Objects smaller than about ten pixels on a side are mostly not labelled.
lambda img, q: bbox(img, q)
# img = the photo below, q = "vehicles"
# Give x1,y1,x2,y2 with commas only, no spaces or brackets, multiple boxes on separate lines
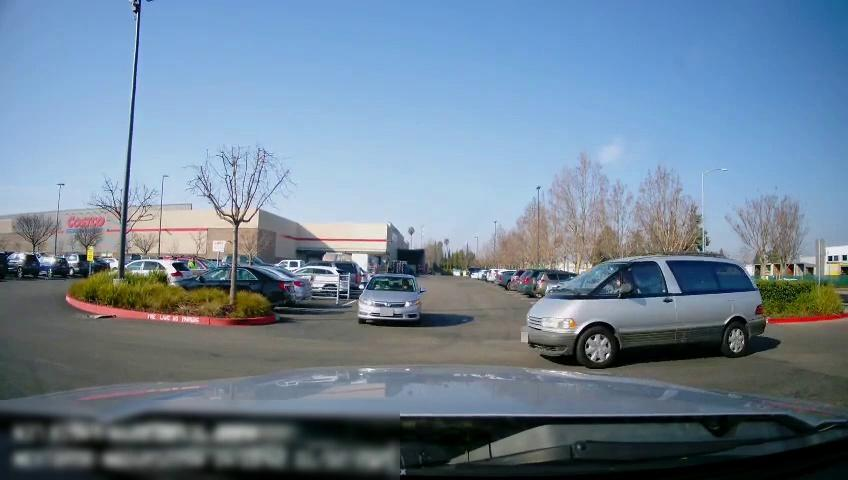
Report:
172,264,297,307
291,265,351,297
517,267,562,298
323,252,351,262
351,253,368,270
125,259,194,283
301,260,361,290
38,256,70,277
545,278,566,295
530,270,580,296
521,252,767,370
105,257,120,271
265,264,313,299
509,269,524,291
93,256,111,273
278,259,305,269
8,251,42,278
357,274,425,325
66,252,91,276
164,255,215,275
0,251,9,279
494,270,515,290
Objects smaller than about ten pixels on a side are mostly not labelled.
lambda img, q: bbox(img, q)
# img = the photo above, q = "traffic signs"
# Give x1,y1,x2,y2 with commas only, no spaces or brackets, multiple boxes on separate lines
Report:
212,240,226,253
86,245,94,261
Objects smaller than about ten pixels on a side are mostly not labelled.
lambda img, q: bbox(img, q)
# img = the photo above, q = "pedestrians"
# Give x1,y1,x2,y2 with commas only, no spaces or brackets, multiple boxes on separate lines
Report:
189,256,197,269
